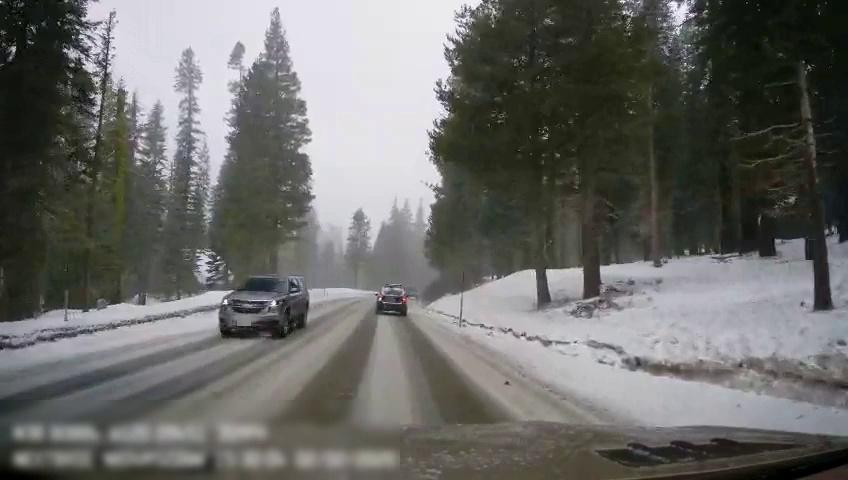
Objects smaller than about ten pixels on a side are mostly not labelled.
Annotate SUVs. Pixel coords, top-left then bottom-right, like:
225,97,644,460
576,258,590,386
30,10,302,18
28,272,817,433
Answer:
375,282,408,317
218,274,311,339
